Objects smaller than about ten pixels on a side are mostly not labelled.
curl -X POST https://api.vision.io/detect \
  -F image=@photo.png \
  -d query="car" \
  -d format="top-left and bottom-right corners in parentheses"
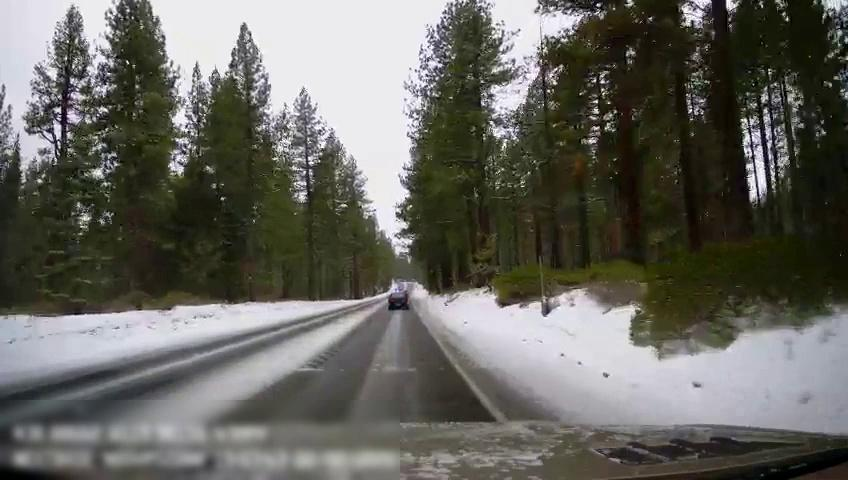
top-left (387, 289), bottom-right (410, 310)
